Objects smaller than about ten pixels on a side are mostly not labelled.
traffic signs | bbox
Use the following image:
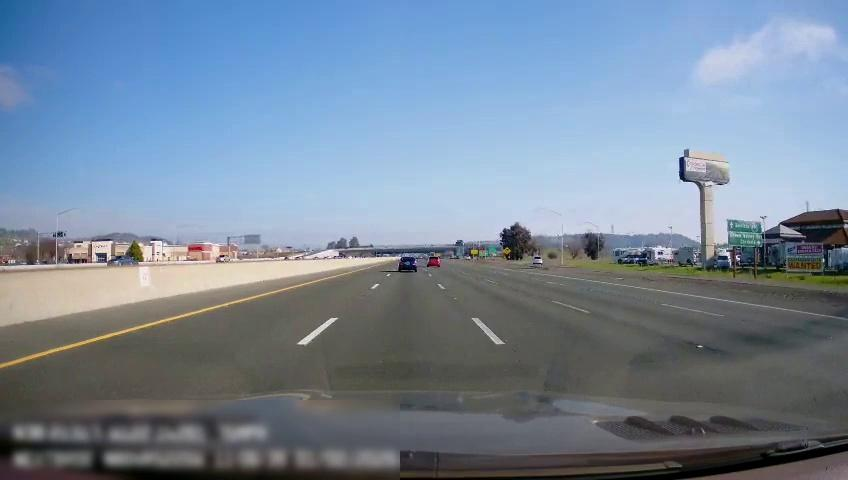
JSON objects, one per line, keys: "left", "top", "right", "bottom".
{"left": 726, "top": 219, "right": 764, "bottom": 248}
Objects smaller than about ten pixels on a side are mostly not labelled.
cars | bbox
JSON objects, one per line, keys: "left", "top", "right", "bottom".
{"left": 215, "top": 254, "right": 232, "bottom": 263}
{"left": 107, "top": 255, "right": 133, "bottom": 266}
{"left": 398, "top": 258, "right": 417, "bottom": 273}
{"left": 426, "top": 258, "right": 441, "bottom": 268}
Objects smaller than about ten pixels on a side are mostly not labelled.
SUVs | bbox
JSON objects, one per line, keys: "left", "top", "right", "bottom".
{"left": 532, "top": 256, "right": 544, "bottom": 265}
